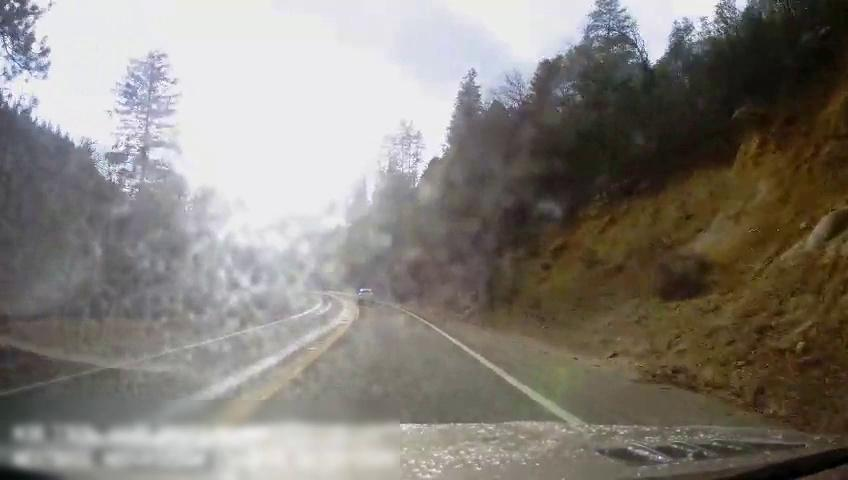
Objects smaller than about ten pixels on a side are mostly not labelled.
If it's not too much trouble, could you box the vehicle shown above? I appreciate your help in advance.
[357,288,374,304]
